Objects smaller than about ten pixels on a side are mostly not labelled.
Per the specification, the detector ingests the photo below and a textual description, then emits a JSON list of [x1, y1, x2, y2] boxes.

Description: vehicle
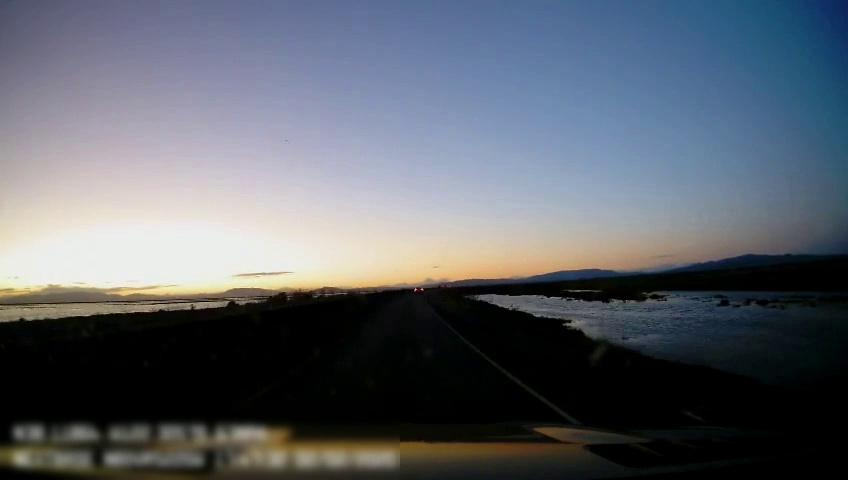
[[413, 286, 424, 294]]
